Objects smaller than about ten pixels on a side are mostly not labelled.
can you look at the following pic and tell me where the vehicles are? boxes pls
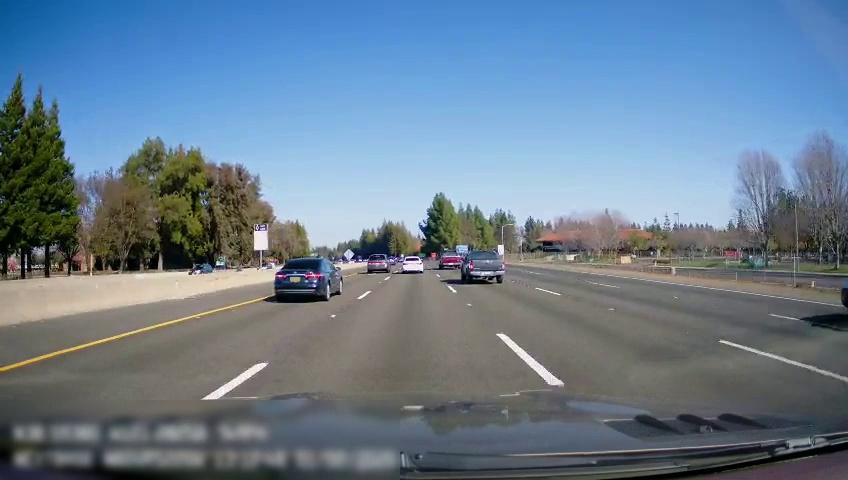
[261,262,276,271]
[460,249,506,285]
[187,263,214,275]
[840,278,848,309]
[367,254,392,274]
[401,256,424,274]
[438,247,464,271]
[274,257,344,303]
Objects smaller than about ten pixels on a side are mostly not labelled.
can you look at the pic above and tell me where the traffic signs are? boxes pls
[253,223,268,251]
[497,244,505,256]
